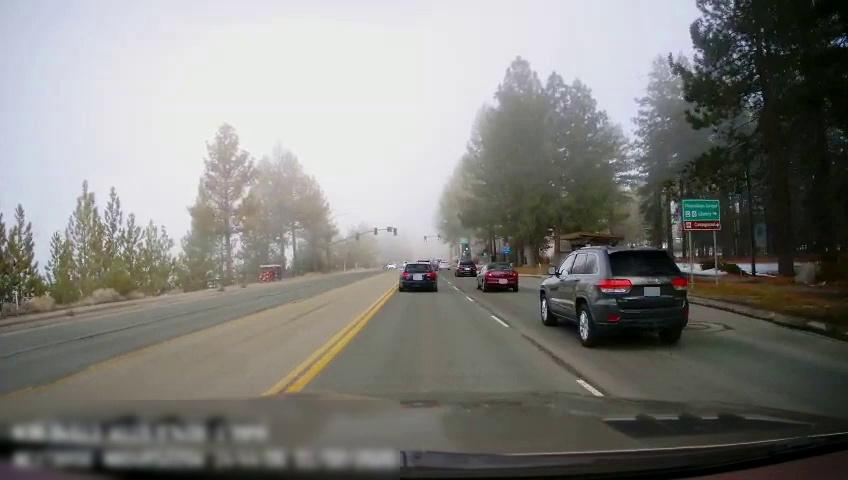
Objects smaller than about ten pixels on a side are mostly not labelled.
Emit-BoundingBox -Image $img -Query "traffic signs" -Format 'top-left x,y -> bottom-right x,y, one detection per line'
681,198 -> 722,231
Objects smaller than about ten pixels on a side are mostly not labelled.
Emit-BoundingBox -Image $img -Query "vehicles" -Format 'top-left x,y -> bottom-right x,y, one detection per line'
438,259 -> 450,271
456,261 -> 477,277
397,264 -> 439,294
538,247 -> 690,347
477,264 -> 518,293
